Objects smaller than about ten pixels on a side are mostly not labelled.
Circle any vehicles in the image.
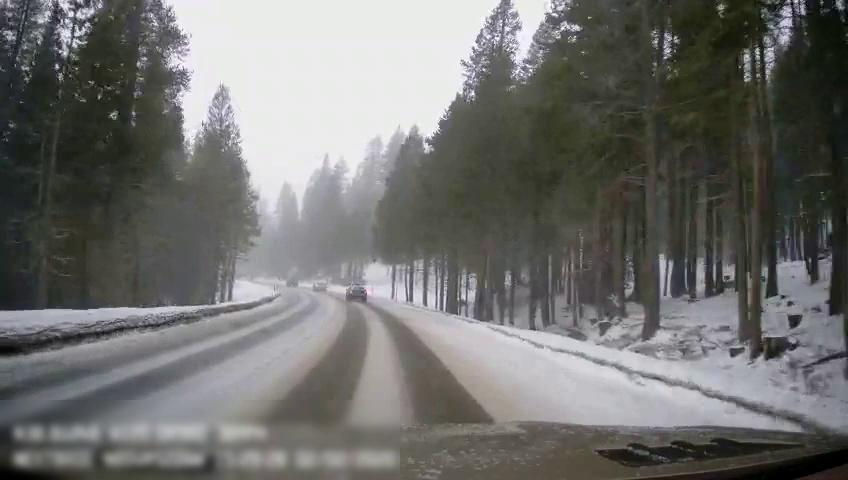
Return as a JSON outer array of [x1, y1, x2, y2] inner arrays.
[[345, 283, 367, 302], [313, 282, 327, 292]]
